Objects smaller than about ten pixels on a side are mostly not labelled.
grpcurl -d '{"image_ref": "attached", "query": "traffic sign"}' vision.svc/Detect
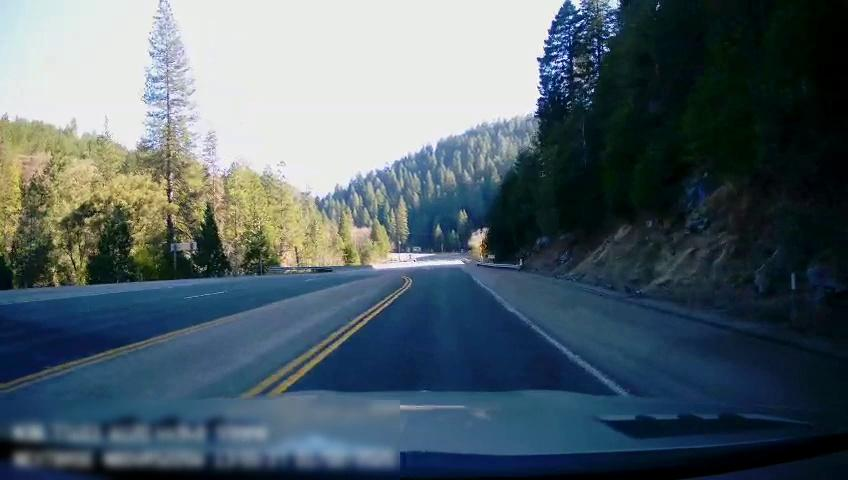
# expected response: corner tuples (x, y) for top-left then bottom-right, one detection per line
(479, 241), (488, 255)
